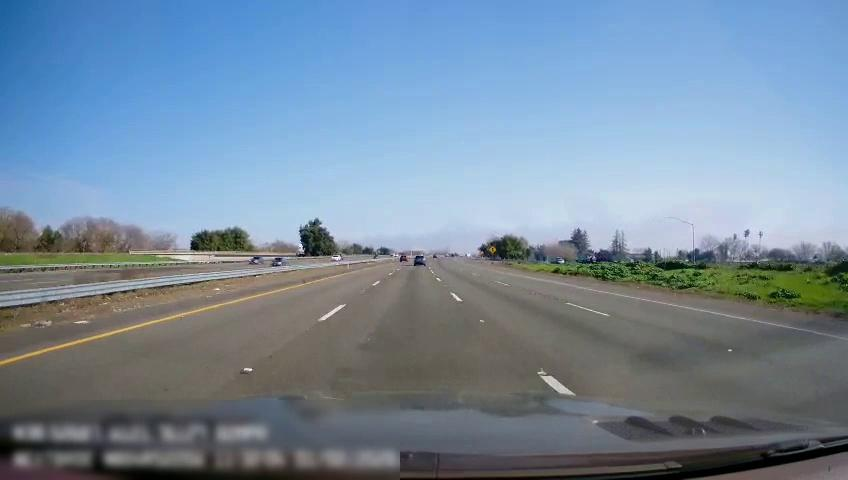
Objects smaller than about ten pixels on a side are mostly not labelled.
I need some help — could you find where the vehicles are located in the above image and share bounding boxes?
[400,255,409,263]
[414,256,425,266]
[248,255,266,265]
[270,257,288,266]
